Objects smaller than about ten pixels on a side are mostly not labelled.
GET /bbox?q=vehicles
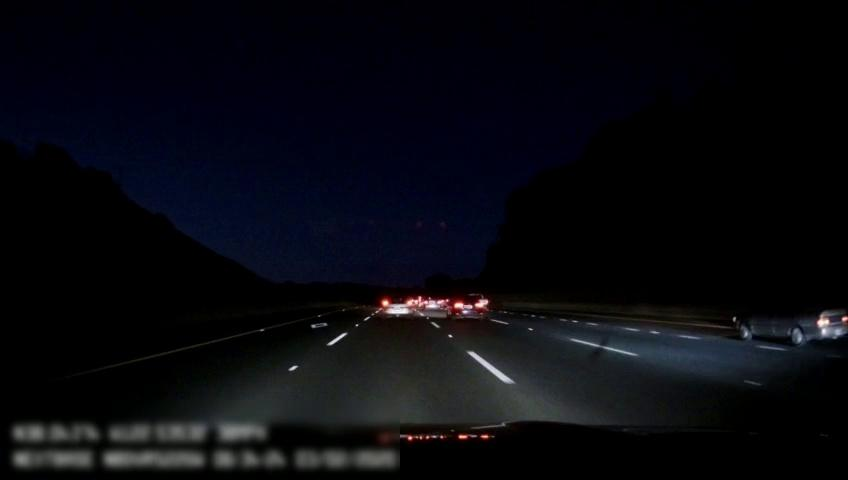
[446,295,484,322]
[733,287,848,348]
[470,292,489,311]
[423,295,441,312]
[381,293,413,319]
